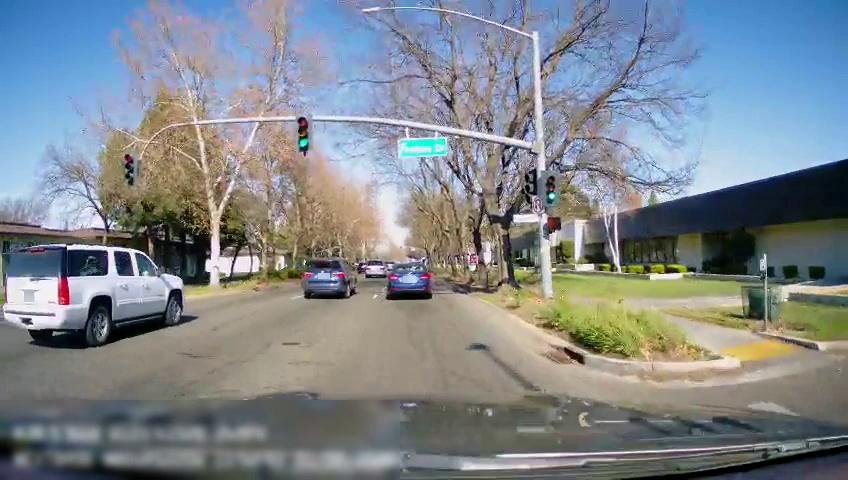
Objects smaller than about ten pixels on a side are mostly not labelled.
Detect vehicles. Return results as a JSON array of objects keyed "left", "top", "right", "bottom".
[
  {"left": 383, "top": 262, "right": 394, "bottom": 271},
  {"left": 303, "top": 256, "right": 360, "bottom": 300},
  {"left": 2, "top": 244, "right": 187, "bottom": 348},
  {"left": 358, "top": 263, "right": 366, "bottom": 273},
  {"left": 386, "top": 261, "right": 433, "bottom": 301},
  {"left": 364, "top": 261, "right": 386, "bottom": 278}
]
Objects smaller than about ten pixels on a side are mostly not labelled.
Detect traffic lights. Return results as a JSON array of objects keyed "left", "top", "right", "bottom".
[
  {"left": 546, "top": 175, "right": 560, "bottom": 208},
  {"left": 296, "top": 115, "right": 312, "bottom": 152},
  {"left": 525, "top": 167, "right": 538, "bottom": 196},
  {"left": 547, "top": 216, "right": 562, "bottom": 233},
  {"left": 123, "top": 152, "right": 137, "bottom": 187}
]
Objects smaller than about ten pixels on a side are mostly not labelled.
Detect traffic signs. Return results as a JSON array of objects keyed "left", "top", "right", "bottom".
[
  {"left": 398, "top": 137, "right": 450, "bottom": 158},
  {"left": 533, "top": 194, "right": 547, "bottom": 212},
  {"left": 513, "top": 213, "right": 548, "bottom": 225}
]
